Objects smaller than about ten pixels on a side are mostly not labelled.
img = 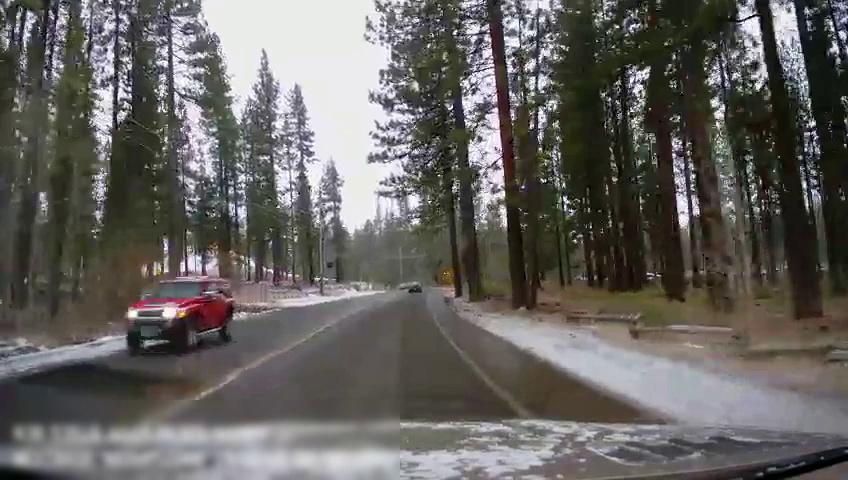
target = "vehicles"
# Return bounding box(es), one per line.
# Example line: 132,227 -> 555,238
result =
126,277 -> 236,357
407,280 -> 423,295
